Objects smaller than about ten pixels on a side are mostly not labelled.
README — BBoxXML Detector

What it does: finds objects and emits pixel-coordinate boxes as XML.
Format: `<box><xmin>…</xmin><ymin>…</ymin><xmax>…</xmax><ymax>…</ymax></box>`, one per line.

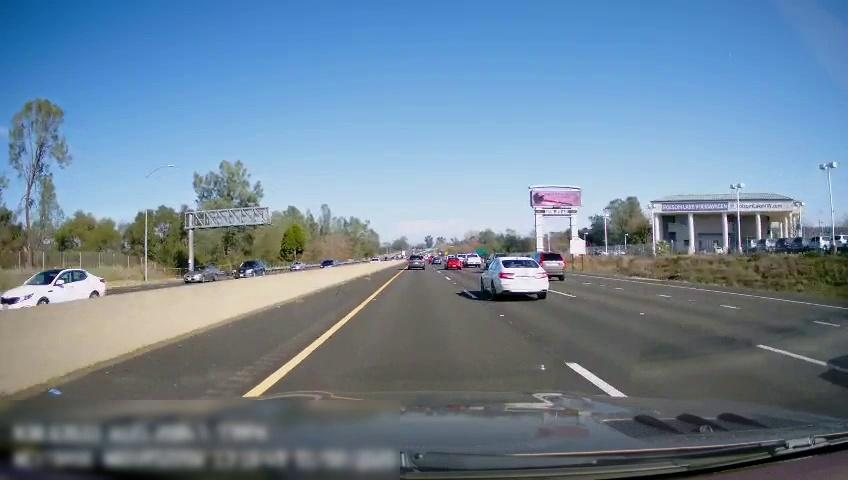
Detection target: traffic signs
<box><xmin>205</xmin><ymin>207</ymin><xmax>272</xmax><ymax>228</ymax></box>
<box><xmin>569</xmin><ymin>239</ymin><xmax>586</xmax><ymax>254</ymax></box>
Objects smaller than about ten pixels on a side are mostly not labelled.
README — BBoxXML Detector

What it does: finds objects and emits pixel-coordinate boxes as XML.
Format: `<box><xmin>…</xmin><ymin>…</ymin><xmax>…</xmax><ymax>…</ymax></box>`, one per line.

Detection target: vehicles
<box><xmin>0</xmin><ymin>268</ymin><xmax>107</xmax><ymax>310</ymax></box>
<box><xmin>183</xmin><ymin>264</ymin><xmax>222</xmax><ymax>284</ymax></box>
<box><xmin>485</xmin><ymin>254</ymin><xmax>505</xmax><ymax>269</ymax></box>
<box><xmin>408</xmin><ymin>255</ymin><xmax>426</xmax><ymax>270</ymax></box>
<box><xmin>480</xmin><ymin>257</ymin><xmax>550</xmax><ymax>300</ymax></box>
<box><xmin>463</xmin><ymin>254</ymin><xmax>481</xmax><ymax>267</ymax></box>
<box><xmin>444</xmin><ymin>257</ymin><xmax>463</xmax><ymax>270</ymax></box>
<box><xmin>233</xmin><ymin>259</ymin><xmax>268</xmax><ymax>279</ymax></box>
<box><xmin>530</xmin><ymin>252</ymin><xmax>567</xmax><ymax>282</ymax></box>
